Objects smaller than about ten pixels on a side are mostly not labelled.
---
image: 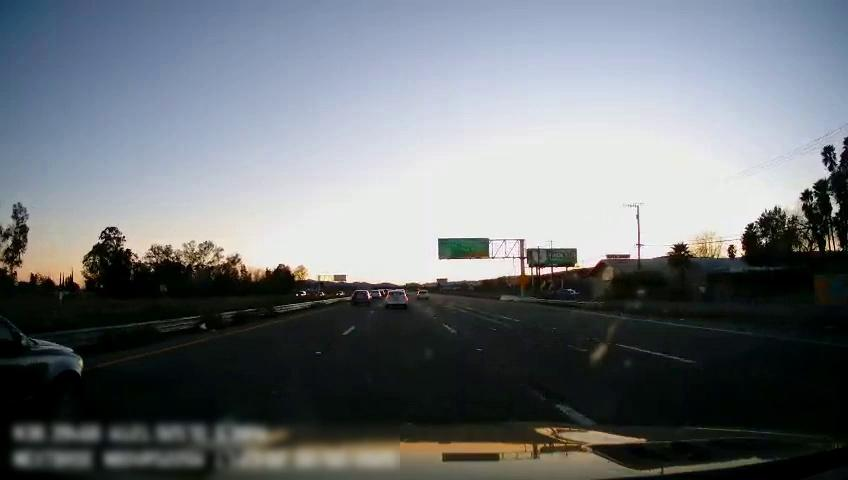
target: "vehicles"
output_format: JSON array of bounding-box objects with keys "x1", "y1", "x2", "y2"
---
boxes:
[
  {"x1": 384, "y1": 290, "x2": 409, "y2": 309},
  {"x1": 315, "y1": 292, "x2": 326, "y2": 297},
  {"x1": 0, "y1": 313, "x2": 91, "y2": 450},
  {"x1": 416, "y1": 290, "x2": 430, "y2": 300},
  {"x1": 296, "y1": 291, "x2": 307, "y2": 297},
  {"x1": 336, "y1": 291, "x2": 345, "y2": 296},
  {"x1": 351, "y1": 289, "x2": 373, "y2": 306},
  {"x1": 369, "y1": 290, "x2": 382, "y2": 300}
]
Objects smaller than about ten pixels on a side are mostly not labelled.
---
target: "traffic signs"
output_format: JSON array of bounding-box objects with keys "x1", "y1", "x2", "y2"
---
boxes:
[
  {"x1": 517, "y1": 274, "x2": 531, "y2": 287},
  {"x1": 437, "y1": 237, "x2": 490, "y2": 260}
]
